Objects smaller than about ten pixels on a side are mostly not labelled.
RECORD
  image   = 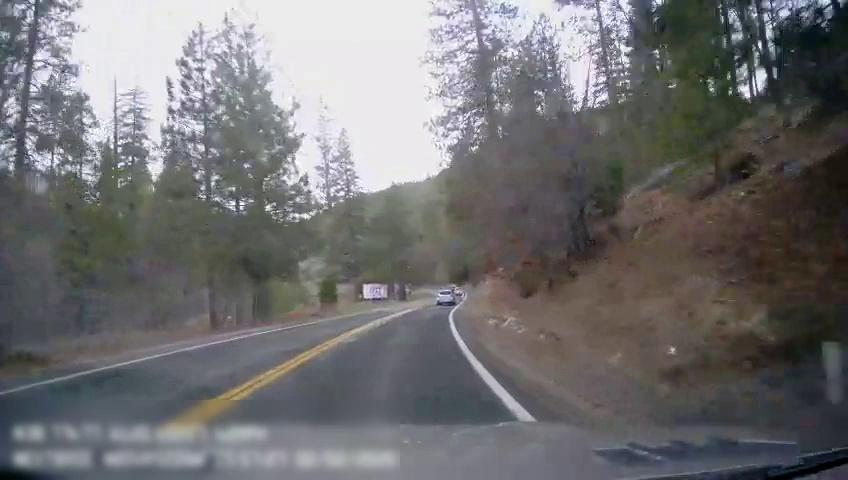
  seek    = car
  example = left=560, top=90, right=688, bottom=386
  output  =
left=436, top=290, right=456, bottom=306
